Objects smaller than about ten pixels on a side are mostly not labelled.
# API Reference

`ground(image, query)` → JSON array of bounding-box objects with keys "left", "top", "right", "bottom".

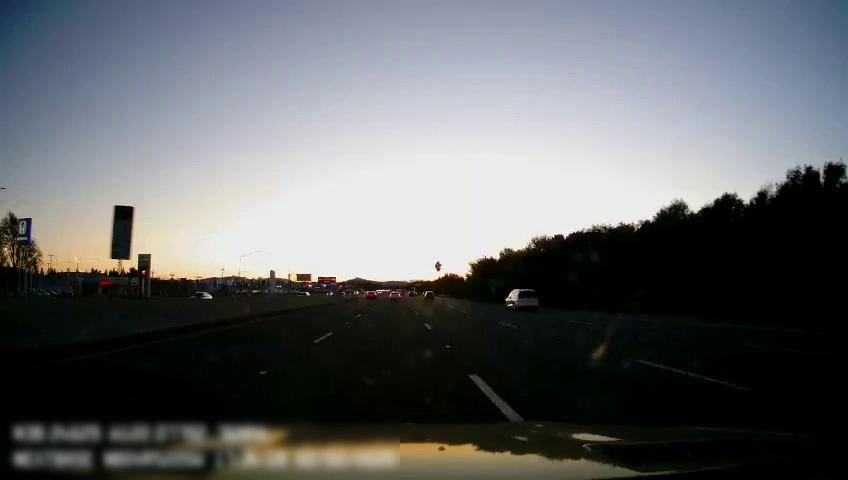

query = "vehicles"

[
  {"left": 296, "top": 292, "right": 311, "bottom": 298},
  {"left": 505, "top": 288, "right": 539, "bottom": 310},
  {"left": 389, "top": 291, "right": 401, "bottom": 301},
  {"left": 424, "top": 291, "right": 435, "bottom": 300},
  {"left": 366, "top": 291, "right": 378, "bottom": 299},
  {"left": 188, "top": 292, "right": 213, "bottom": 301}
]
